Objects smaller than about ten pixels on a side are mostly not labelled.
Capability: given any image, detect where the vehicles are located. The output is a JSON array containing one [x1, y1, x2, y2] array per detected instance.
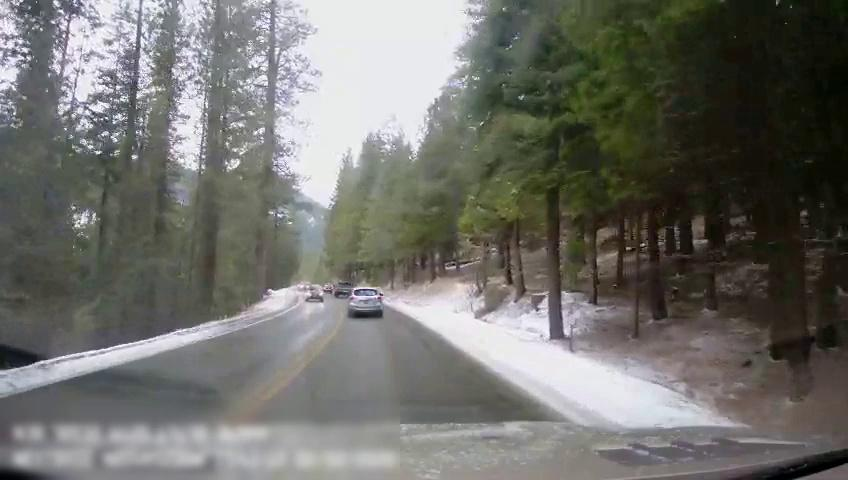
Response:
[[304, 285, 324, 302], [335, 281, 353, 298], [348, 287, 384, 318], [323, 284, 334, 294]]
